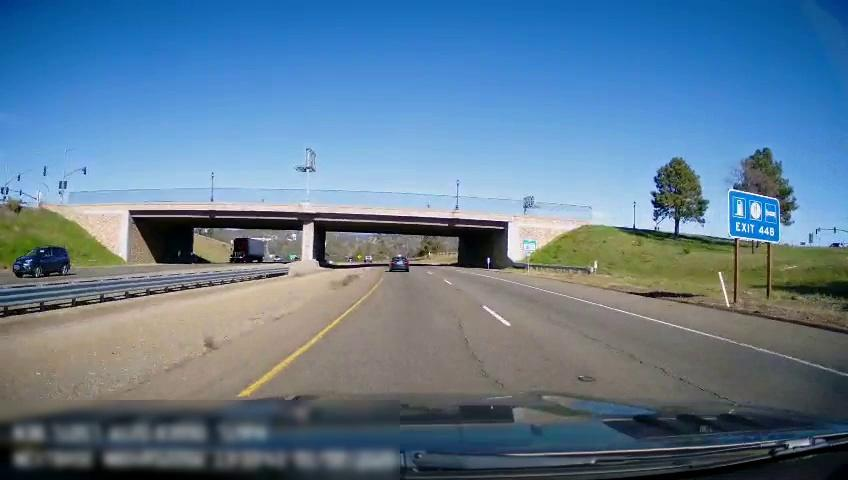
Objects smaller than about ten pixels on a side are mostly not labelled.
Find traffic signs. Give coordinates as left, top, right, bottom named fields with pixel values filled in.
left=727, top=189, right=781, bottom=242
left=522, top=239, right=536, bottom=251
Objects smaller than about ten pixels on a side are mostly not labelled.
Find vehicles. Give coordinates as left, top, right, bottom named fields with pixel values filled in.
left=11, top=247, right=71, bottom=279
left=230, top=237, right=266, bottom=264
left=389, top=255, right=410, bottom=272
left=363, top=255, right=373, bottom=263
